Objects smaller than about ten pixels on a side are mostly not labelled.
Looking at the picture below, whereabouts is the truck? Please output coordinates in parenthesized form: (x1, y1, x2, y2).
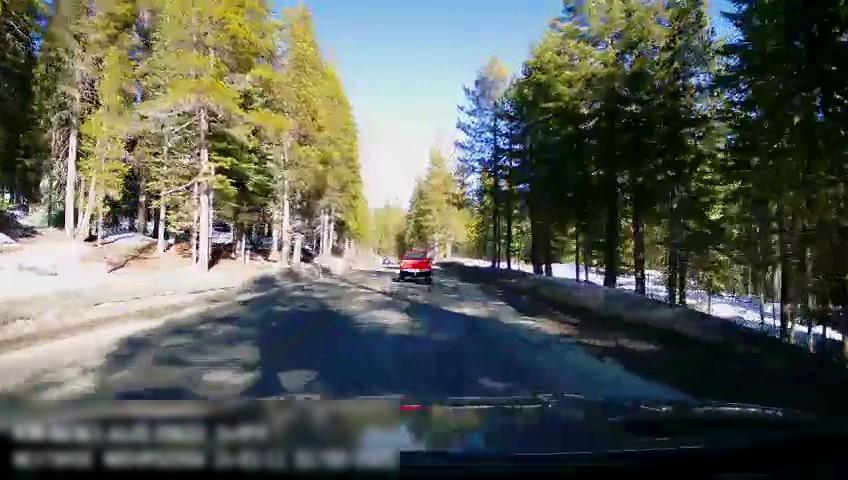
(399, 251, 433, 282)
